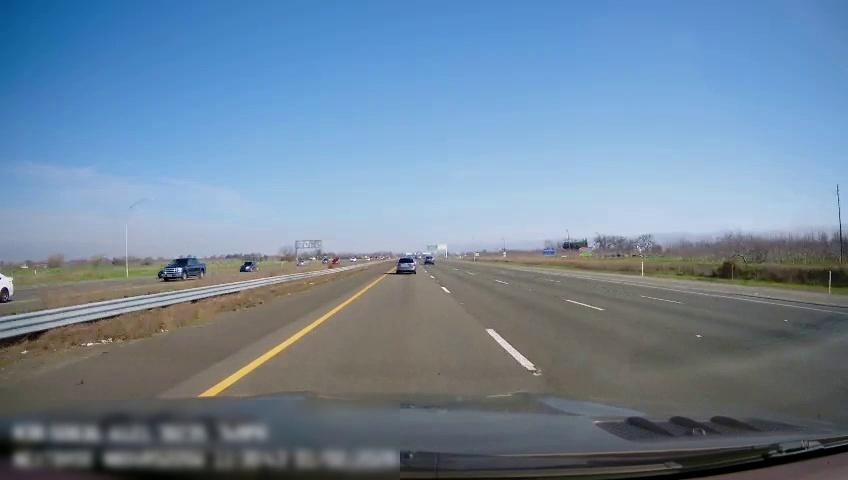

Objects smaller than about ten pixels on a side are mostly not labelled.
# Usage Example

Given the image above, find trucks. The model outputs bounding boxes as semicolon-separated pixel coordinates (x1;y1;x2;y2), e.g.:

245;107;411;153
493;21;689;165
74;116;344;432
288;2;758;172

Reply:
162;257;207;282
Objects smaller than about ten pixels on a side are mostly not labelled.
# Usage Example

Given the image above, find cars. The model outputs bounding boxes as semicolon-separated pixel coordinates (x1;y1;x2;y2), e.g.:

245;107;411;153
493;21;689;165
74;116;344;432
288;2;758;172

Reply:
240;261;260;273
0;272;14;304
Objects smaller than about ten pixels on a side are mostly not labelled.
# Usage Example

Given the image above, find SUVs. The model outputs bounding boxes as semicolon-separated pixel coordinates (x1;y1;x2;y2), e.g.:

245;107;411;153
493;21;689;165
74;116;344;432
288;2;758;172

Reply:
396;256;417;274
423;256;434;265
